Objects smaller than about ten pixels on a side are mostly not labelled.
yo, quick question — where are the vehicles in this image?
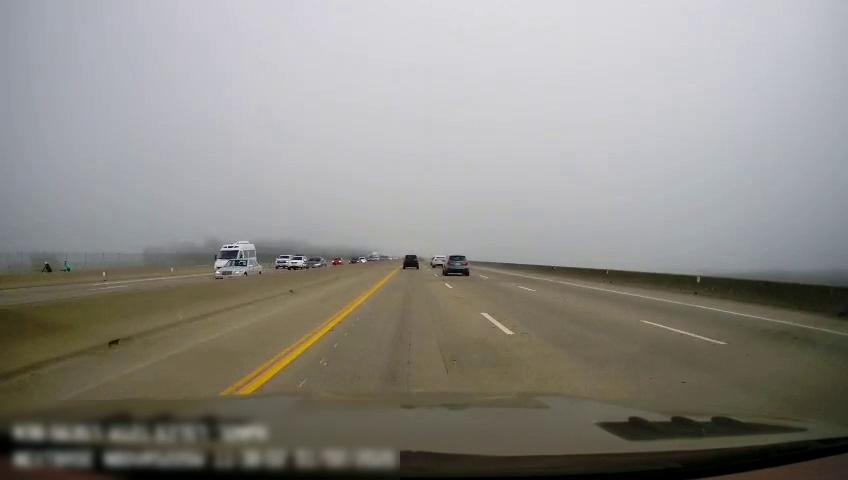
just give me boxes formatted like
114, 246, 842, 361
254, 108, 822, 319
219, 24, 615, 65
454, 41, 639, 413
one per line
213, 258, 265, 281
431, 256, 447, 268
358, 256, 368, 264
402, 255, 420, 270
330, 257, 345, 265
274, 254, 295, 270
213, 240, 257, 273
287, 255, 310, 270
347, 257, 363, 265
304, 256, 328, 270
441, 254, 471, 277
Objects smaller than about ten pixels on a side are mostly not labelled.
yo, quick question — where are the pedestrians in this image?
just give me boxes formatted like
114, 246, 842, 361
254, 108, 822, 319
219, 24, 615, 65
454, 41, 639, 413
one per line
40, 261, 54, 273
62, 259, 73, 273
